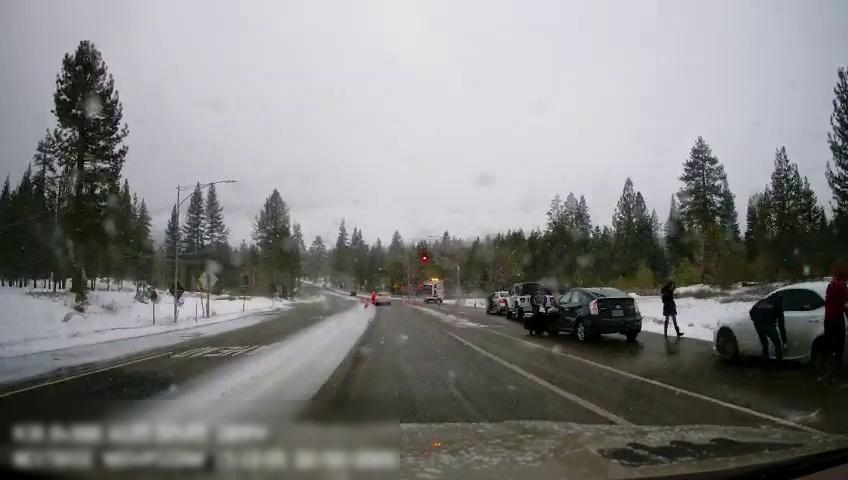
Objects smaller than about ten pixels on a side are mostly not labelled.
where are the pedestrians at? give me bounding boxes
[817,266,848,392]
[522,317,541,335]
[747,289,788,369]
[661,281,685,339]
[371,290,377,306]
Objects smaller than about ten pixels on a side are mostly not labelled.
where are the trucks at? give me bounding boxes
[421,277,445,304]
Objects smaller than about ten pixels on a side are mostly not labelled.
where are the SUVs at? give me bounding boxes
[375,293,391,306]
[506,281,554,322]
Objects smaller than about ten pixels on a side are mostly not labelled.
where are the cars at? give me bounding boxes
[712,281,848,367]
[485,291,508,314]
[542,286,643,342]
